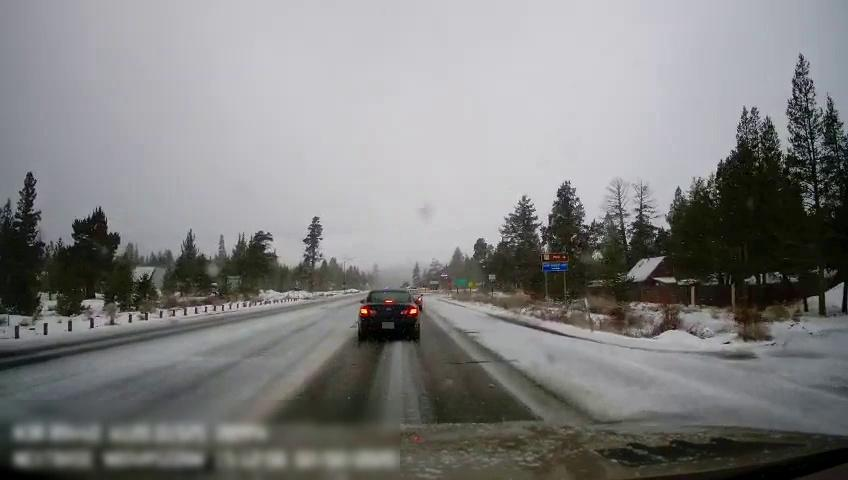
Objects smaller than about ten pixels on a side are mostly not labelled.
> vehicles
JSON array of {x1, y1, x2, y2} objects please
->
[
  {"x1": 358, "y1": 289, "x2": 420, "y2": 340},
  {"x1": 408, "y1": 289, "x2": 423, "y2": 311}
]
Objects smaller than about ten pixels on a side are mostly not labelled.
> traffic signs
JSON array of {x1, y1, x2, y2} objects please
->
[
  {"x1": 541, "y1": 252, "x2": 569, "y2": 262},
  {"x1": 542, "y1": 263, "x2": 569, "y2": 272},
  {"x1": 455, "y1": 279, "x2": 468, "y2": 286}
]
